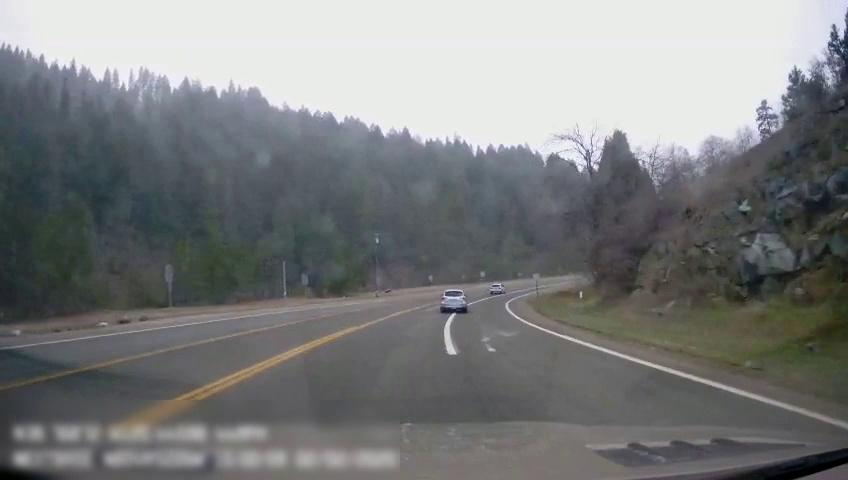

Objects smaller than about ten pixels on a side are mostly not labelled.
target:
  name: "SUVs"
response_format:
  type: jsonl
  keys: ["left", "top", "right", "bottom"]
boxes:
{"left": 490, "top": 283, "right": 506, "bottom": 294}
{"left": 440, "top": 289, "right": 467, "bottom": 313}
